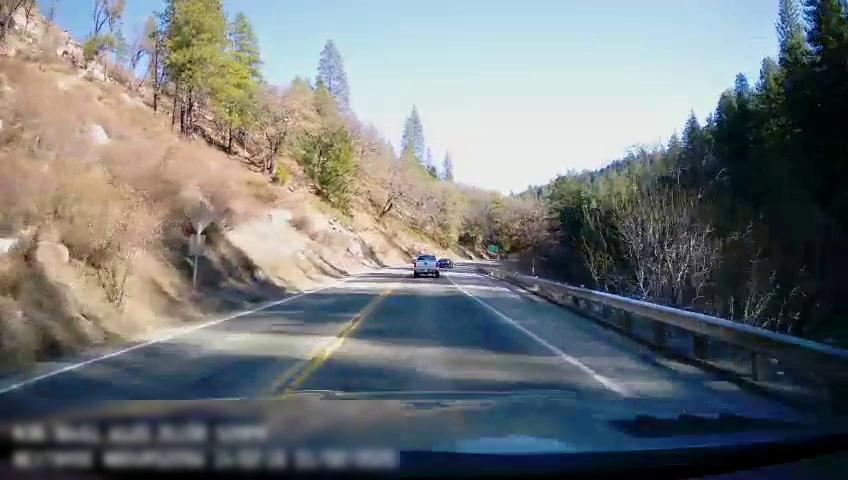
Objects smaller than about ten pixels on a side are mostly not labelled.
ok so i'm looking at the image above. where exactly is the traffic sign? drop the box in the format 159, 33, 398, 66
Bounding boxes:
487, 244, 498, 253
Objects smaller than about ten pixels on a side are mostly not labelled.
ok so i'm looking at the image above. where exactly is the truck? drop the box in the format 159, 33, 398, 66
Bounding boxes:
412, 252, 441, 278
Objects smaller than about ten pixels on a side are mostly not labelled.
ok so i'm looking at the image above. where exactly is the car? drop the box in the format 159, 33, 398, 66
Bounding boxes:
440, 258, 453, 269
